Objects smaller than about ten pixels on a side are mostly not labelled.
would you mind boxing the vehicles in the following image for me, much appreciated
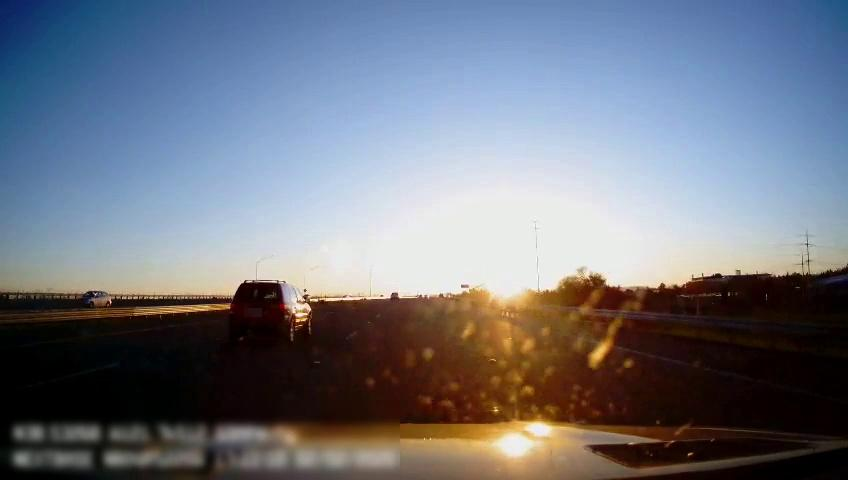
[74,290,112,310]
[229,279,313,343]
[390,292,402,300]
